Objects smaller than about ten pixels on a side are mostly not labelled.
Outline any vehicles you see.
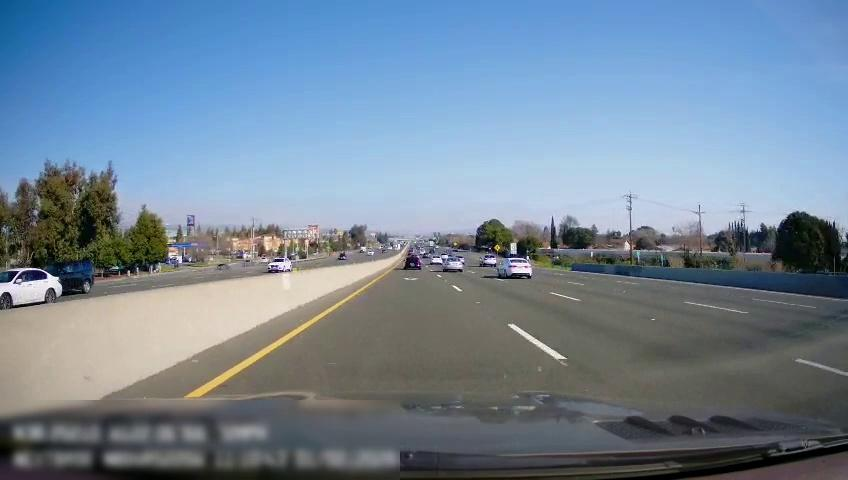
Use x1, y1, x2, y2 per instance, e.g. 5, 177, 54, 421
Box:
442, 257, 464, 272
32, 261, 96, 294
404, 255, 421, 270
496, 257, 533, 280
268, 257, 293, 274
240, 261, 249, 267
479, 255, 496, 267
336, 252, 350, 260
0, 267, 63, 310
428, 255, 443, 266
215, 262, 231, 271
